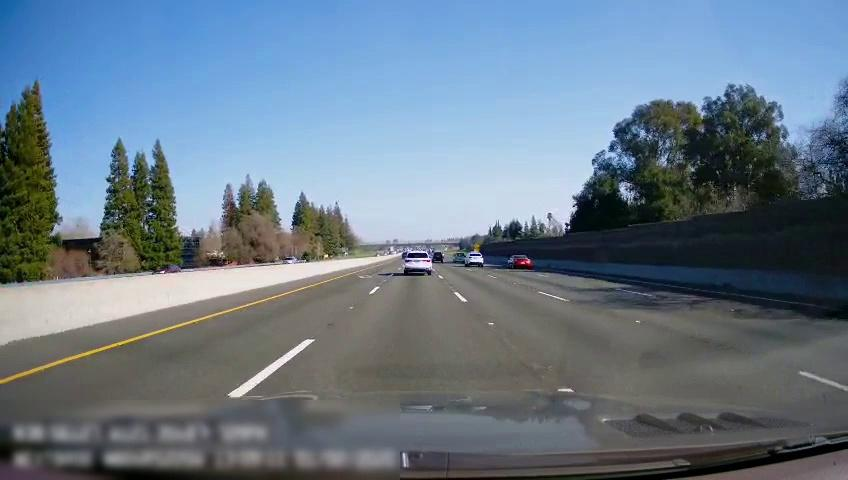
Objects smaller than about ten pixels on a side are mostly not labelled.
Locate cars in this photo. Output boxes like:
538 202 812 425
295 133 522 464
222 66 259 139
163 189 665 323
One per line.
506 253 532 270
151 263 182 275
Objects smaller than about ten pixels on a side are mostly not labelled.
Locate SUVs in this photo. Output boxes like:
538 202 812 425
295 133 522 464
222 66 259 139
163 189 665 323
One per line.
452 251 467 263
281 256 300 266
431 251 445 263
403 250 434 276
463 252 485 268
